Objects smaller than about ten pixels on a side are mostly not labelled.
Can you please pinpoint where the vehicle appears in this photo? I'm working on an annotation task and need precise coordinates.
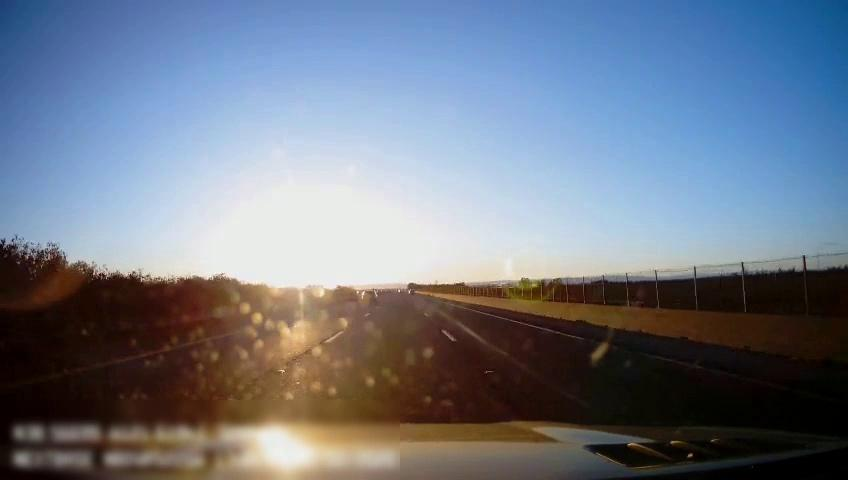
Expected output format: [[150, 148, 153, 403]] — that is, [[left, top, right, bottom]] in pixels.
[[361, 289, 379, 304]]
